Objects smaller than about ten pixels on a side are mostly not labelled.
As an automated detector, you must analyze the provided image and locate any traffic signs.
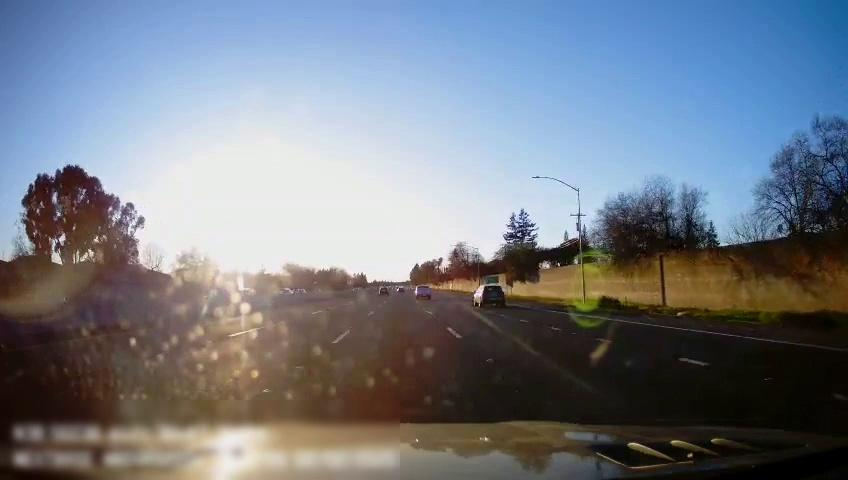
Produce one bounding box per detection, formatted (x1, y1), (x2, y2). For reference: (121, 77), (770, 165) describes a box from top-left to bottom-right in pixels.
(486, 276), (499, 284)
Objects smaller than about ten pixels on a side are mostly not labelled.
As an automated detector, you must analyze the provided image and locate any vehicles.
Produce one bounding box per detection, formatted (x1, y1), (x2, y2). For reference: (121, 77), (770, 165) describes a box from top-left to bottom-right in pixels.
(378, 286), (390, 297)
(414, 286), (432, 301)
(472, 284), (506, 309)
(273, 287), (294, 296)
(235, 287), (257, 297)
